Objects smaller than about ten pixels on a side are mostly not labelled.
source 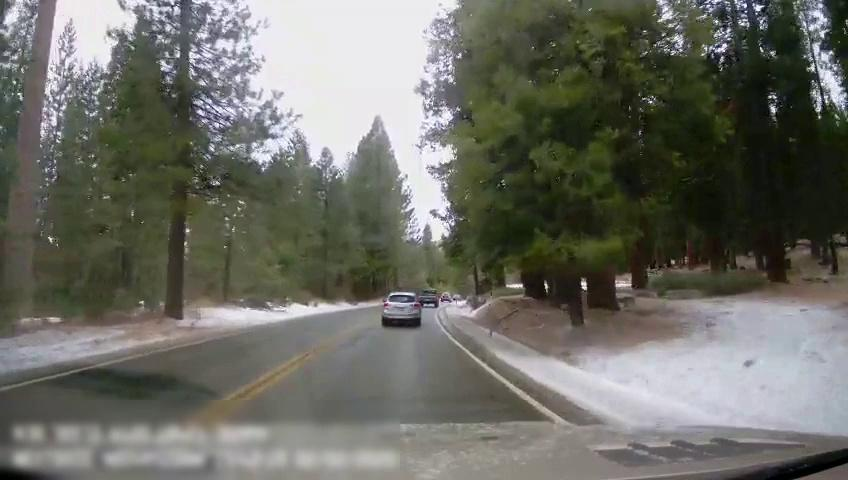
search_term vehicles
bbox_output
[441,292,453,303]
[382,292,422,328]
[417,289,439,308]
